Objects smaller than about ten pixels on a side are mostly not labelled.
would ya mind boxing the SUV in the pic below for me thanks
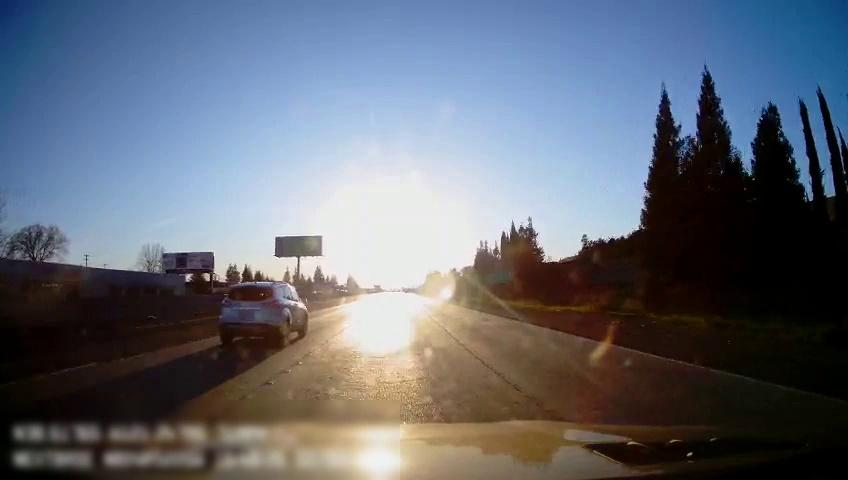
[218,279,310,347]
